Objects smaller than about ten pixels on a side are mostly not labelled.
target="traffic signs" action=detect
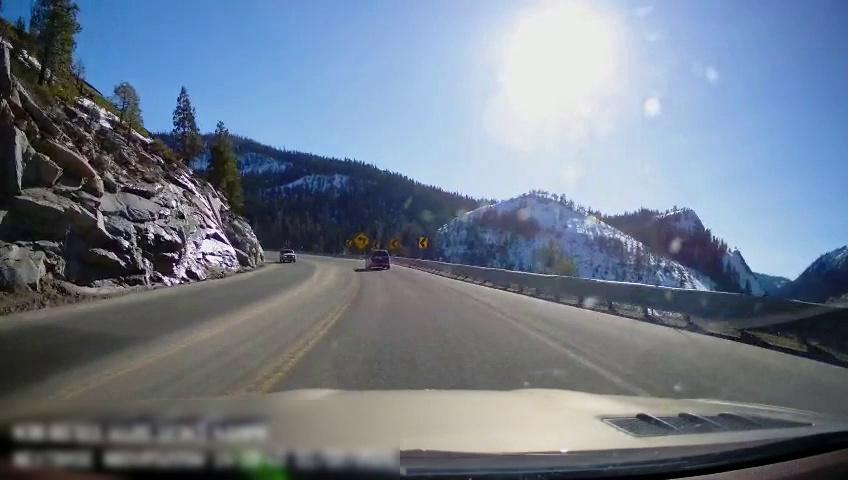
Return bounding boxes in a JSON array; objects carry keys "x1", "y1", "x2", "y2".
[
  {"x1": 418, "y1": 238, "x2": 430, "y2": 249},
  {"x1": 350, "y1": 230, "x2": 369, "y2": 251},
  {"x1": 390, "y1": 238, "x2": 403, "y2": 252}
]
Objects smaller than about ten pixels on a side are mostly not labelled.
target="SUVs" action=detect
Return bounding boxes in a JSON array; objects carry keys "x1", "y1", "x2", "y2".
[
  {"x1": 365, "y1": 247, "x2": 392, "y2": 270},
  {"x1": 279, "y1": 248, "x2": 297, "y2": 264}
]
